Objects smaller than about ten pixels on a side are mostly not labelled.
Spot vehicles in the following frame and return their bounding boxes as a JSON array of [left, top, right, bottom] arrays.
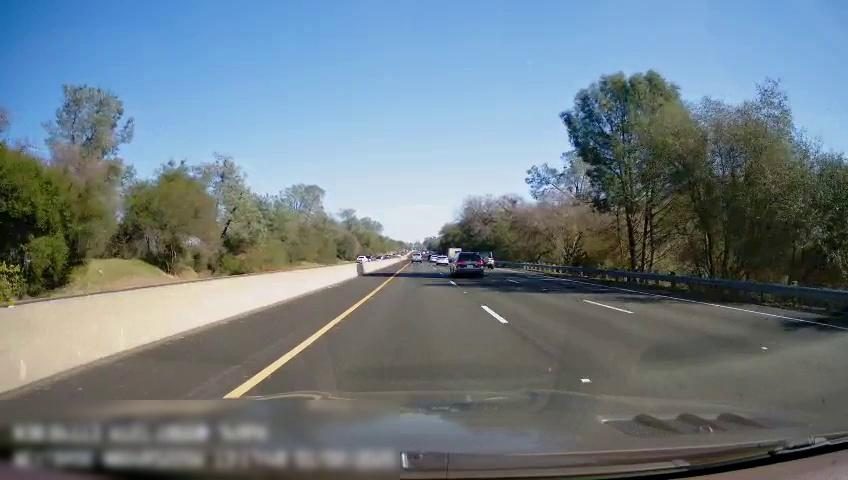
[[475, 251, 494, 269], [435, 255, 449, 266], [410, 251, 423, 264], [446, 248, 468, 265], [450, 252, 484, 278]]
